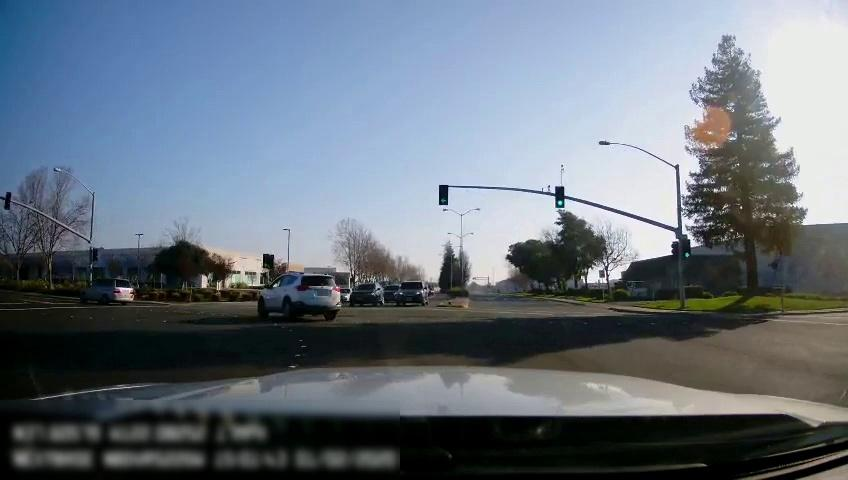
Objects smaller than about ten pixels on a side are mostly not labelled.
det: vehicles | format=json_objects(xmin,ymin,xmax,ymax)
[
  {"xmin": 340, "ymin": 288, "xmax": 351, "ymax": 303},
  {"xmin": 383, "ymin": 283, "xmax": 399, "ymax": 304},
  {"xmin": 77, "ymin": 275, "xmax": 135, "ymax": 306},
  {"xmin": 256, "ymin": 271, "xmax": 341, "ymax": 322},
  {"xmin": 349, "ymin": 282, "xmax": 384, "ymax": 307},
  {"xmin": 394, "ymin": 279, "xmax": 432, "ymax": 308}
]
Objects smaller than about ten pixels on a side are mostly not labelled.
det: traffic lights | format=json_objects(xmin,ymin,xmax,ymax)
[
  {"xmin": 671, "ymin": 241, "xmax": 679, "ymax": 257},
  {"xmin": 438, "ymin": 184, "xmax": 449, "ymax": 206},
  {"xmin": 92, "ymin": 248, "xmax": 100, "ymax": 264},
  {"xmin": 3, "ymin": 190, "xmax": 13, "ymax": 210},
  {"xmin": 269, "ymin": 254, "xmax": 275, "ymax": 268},
  {"xmin": 554, "ymin": 184, "xmax": 565, "ymax": 210},
  {"xmin": 682, "ymin": 238, "xmax": 692, "ymax": 260},
  {"xmin": 262, "ymin": 253, "xmax": 269, "ymax": 268}
]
